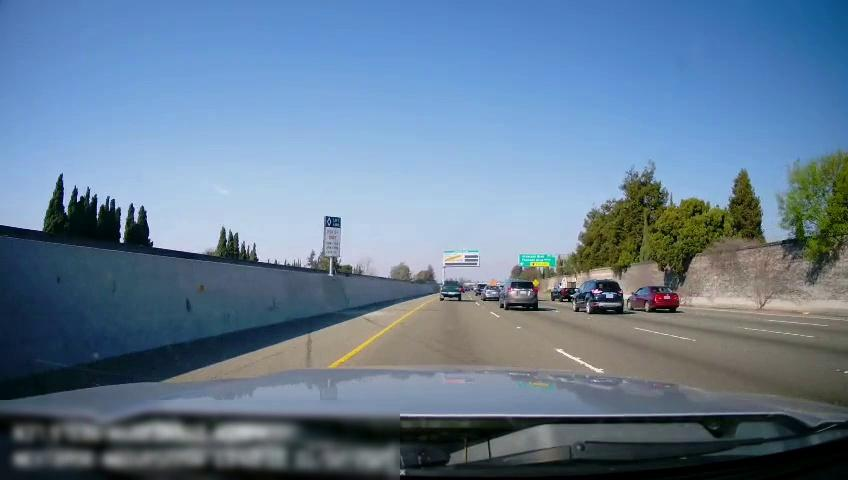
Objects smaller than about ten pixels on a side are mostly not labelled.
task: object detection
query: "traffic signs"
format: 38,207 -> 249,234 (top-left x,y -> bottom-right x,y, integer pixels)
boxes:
441,249 -> 481,267
322,214 -> 342,258
519,253 -> 556,268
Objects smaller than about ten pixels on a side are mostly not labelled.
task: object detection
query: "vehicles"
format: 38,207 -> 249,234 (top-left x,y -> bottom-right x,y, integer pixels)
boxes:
626,285 -> 680,313
439,279 -> 463,302
481,285 -> 501,302
498,278 -> 540,311
571,278 -> 624,314
550,277 -> 582,303
475,283 -> 489,297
